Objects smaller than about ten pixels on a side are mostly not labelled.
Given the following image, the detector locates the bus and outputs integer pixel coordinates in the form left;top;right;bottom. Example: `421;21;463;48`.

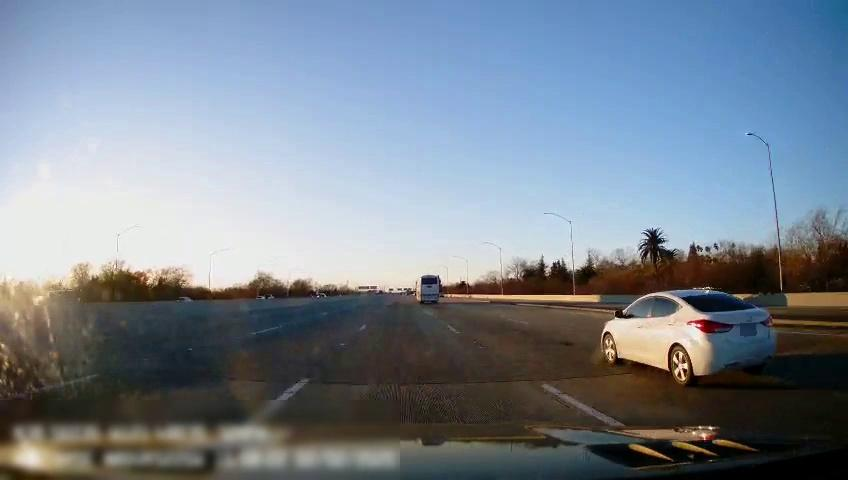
416;274;441;305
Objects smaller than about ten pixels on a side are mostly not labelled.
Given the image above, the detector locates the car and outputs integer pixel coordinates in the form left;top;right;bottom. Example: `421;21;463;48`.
600;289;780;387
